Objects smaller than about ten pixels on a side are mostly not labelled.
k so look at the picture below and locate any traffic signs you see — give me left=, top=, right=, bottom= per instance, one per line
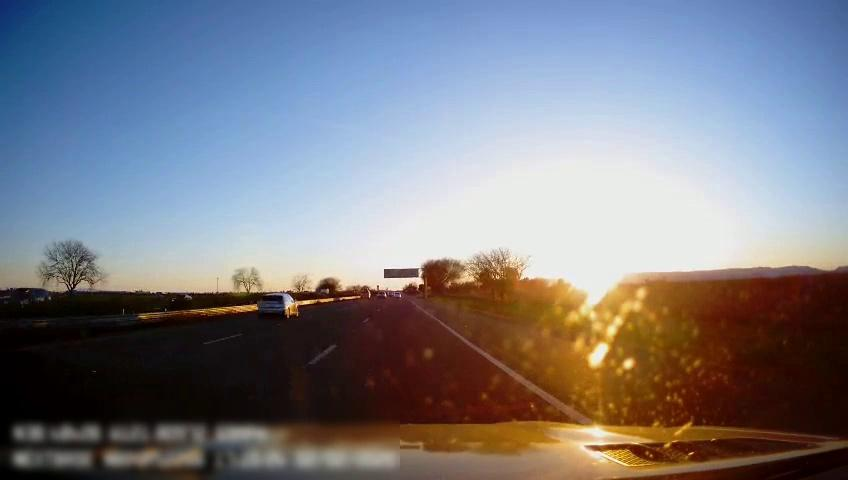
left=384, top=268, right=419, bottom=278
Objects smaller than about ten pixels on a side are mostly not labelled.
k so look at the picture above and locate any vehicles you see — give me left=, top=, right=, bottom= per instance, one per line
left=258, top=292, right=299, bottom=320
left=171, top=294, right=192, bottom=304
left=358, top=288, right=372, bottom=300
